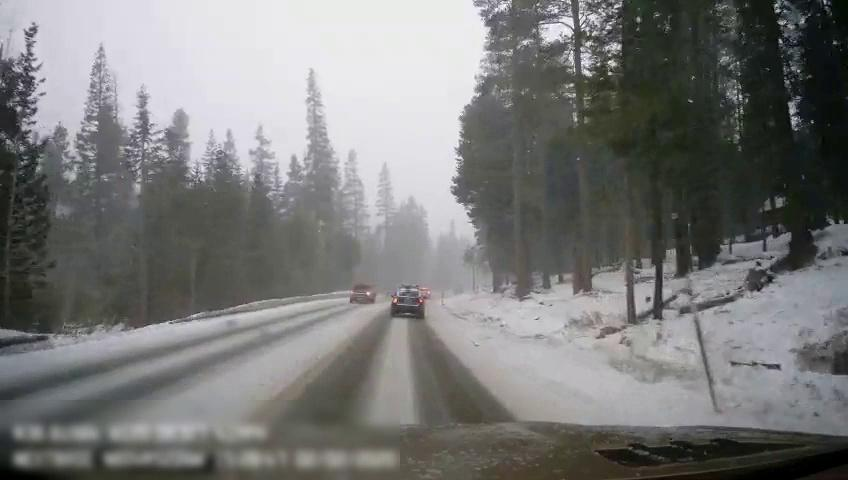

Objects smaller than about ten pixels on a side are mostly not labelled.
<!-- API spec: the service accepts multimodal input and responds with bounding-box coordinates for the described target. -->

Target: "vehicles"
[390,283,427,319]
[349,283,377,304]
[418,287,431,299]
